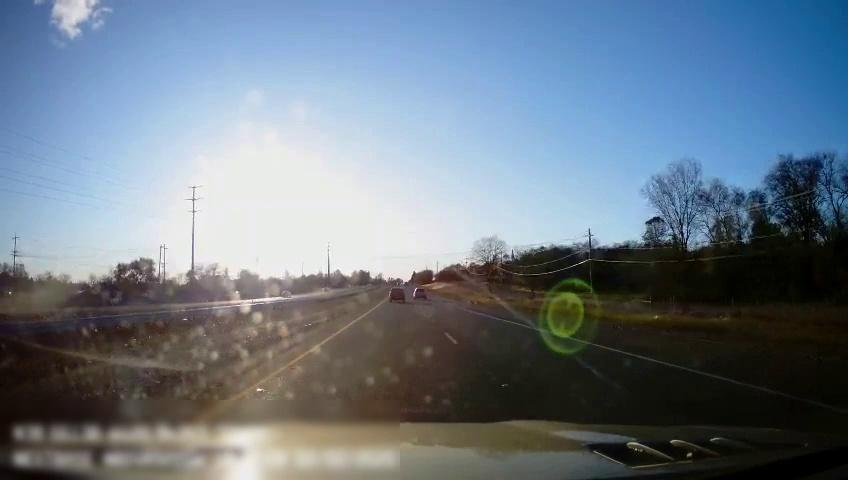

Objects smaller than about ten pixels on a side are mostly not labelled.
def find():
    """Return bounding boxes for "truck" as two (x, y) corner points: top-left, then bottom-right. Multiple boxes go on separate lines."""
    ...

(389, 287), (406, 303)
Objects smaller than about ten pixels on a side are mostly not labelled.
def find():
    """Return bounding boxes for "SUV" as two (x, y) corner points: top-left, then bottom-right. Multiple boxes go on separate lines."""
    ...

(412, 288), (426, 300)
